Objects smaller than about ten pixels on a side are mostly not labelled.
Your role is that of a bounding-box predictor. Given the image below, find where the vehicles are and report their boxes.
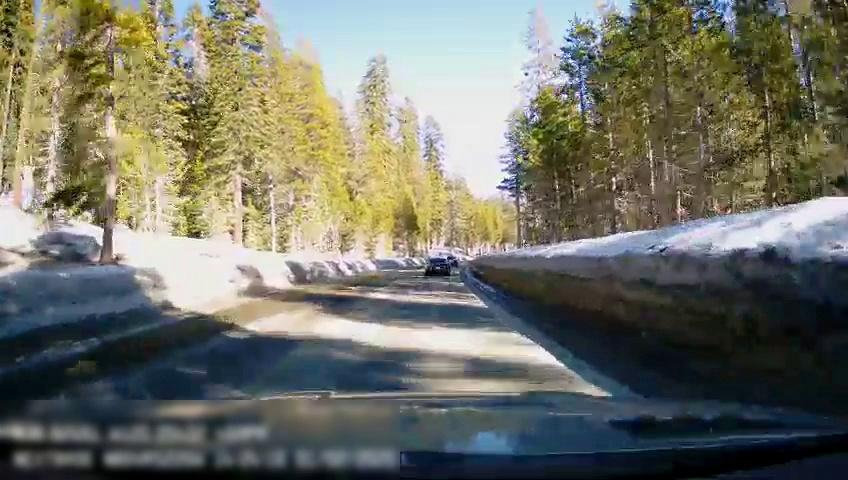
[450,256,460,268]
[424,256,453,277]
